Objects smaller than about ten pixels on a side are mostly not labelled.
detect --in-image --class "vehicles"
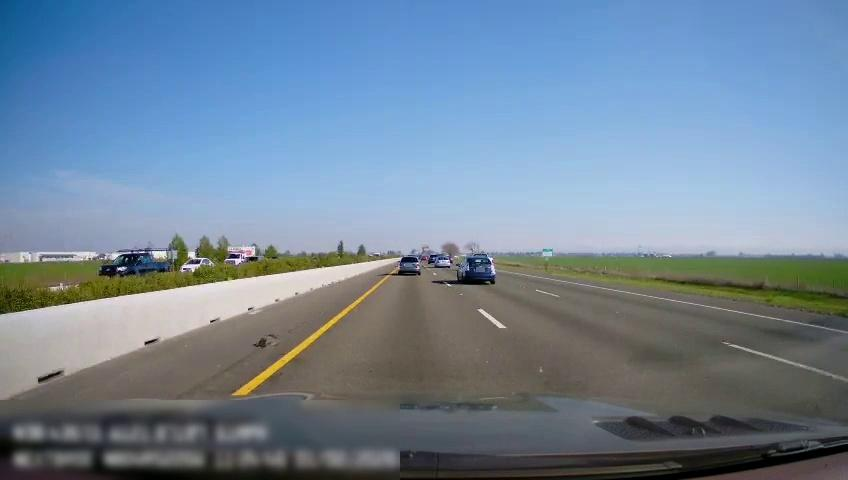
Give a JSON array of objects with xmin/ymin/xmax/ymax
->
[
  {"xmin": 434, "ymin": 255, "xmax": 452, "ymax": 268},
  {"xmin": 180, "ymin": 257, "xmax": 215, "ymax": 274},
  {"xmin": 98, "ymin": 252, "xmax": 173, "ymax": 279},
  {"xmin": 398, "ymin": 255, "xmax": 421, "ymax": 275},
  {"xmin": 243, "ymin": 255, "xmax": 265, "ymax": 263},
  {"xmin": 456, "ymin": 256, "xmax": 498, "ymax": 285},
  {"xmin": 223, "ymin": 253, "xmax": 247, "ymax": 266},
  {"xmin": 426, "ymin": 253, "xmax": 440, "ymax": 264}
]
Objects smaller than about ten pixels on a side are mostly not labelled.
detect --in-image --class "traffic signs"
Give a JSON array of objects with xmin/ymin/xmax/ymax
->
[{"xmin": 542, "ymin": 248, "xmax": 553, "ymax": 257}]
